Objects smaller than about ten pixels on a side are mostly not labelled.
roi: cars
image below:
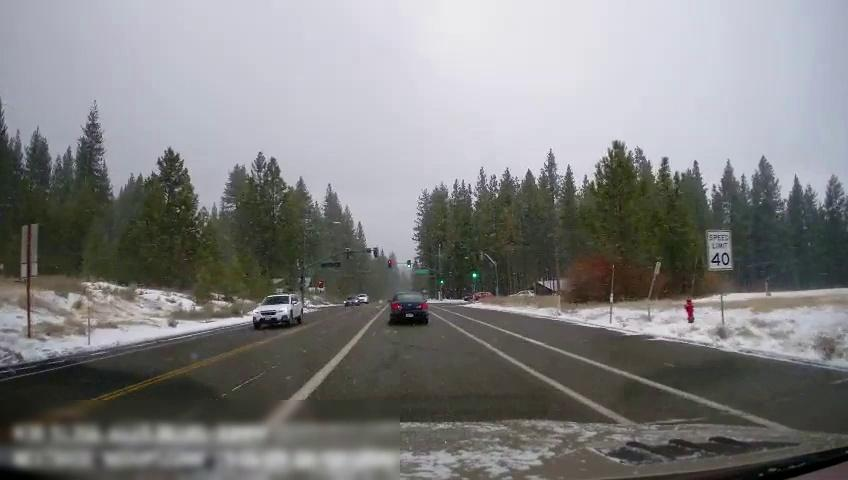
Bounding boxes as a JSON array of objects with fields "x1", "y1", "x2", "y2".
[
  {"x1": 390, "y1": 294, "x2": 429, "y2": 326},
  {"x1": 343, "y1": 297, "x2": 361, "y2": 307}
]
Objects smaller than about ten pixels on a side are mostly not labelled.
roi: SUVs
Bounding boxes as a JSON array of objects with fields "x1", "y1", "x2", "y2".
[
  {"x1": 463, "y1": 291, "x2": 491, "y2": 302},
  {"x1": 509, "y1": 290, "x2": 536, "y2": 299},
  {"x1": 357, "y1": 293, "x2": 369, "y2": 305},
  {"x1": 252, "y1": 293, "x2": 305, "y2": 330}
]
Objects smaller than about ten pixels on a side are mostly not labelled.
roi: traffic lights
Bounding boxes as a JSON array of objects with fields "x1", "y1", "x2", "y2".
[{"x1": 373, "y1": 247, "x2": 379, "y2": 258}]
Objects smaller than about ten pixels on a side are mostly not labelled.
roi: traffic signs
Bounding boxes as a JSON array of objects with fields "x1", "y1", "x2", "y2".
[
  {"x1": 415, "y1": 270, "x2": 430, "y2": 276},
  {"x1": 706, "y1": 229, "x2": 733, "y2": 271}
]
